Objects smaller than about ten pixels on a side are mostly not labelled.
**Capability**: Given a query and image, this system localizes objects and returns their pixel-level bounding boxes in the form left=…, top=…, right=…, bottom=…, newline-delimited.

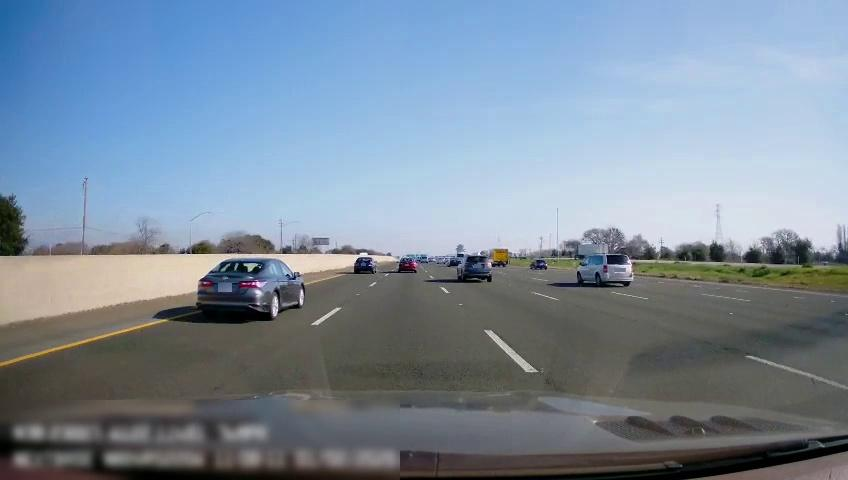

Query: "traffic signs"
left=311, top=237, right=330, bottom=246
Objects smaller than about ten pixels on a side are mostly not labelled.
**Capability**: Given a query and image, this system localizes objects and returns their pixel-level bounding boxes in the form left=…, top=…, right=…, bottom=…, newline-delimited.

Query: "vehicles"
left=448, top=258, right=460, bottom=268
left=530, top=259, right=548, bottom=270
left=488, top=248, right=510, bottom=268
left=575, top=253, right=633, bottom=287
left=353, top=256, right=377, bottom=274
left=573, top=242, right=609, bottom=261
left=396, top=257, right=417, bottom=274
left=195, top=256, right=306, bottom=321
left=456, top=253, right=493, bottom=283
